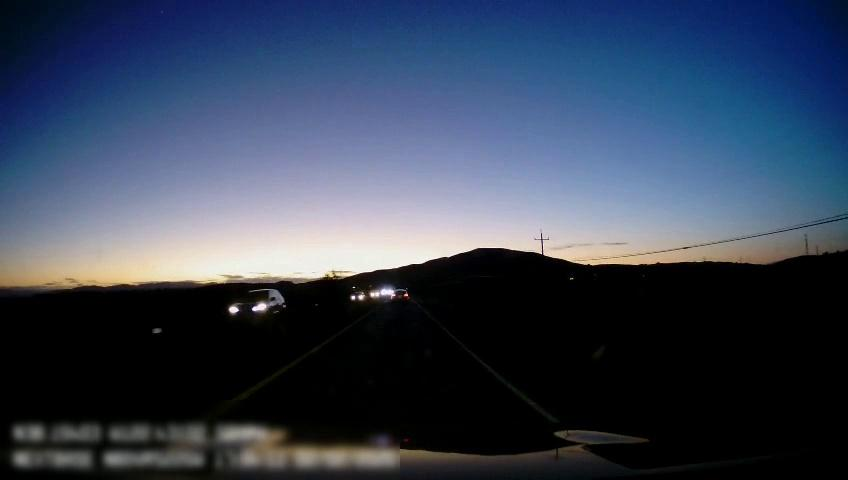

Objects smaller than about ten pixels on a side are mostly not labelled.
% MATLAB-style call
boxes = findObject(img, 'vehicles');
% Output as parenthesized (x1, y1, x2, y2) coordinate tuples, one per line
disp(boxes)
(350, 291, 366, 303)
(227, 288, 286, 322)
(392, 289, 409, 303)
